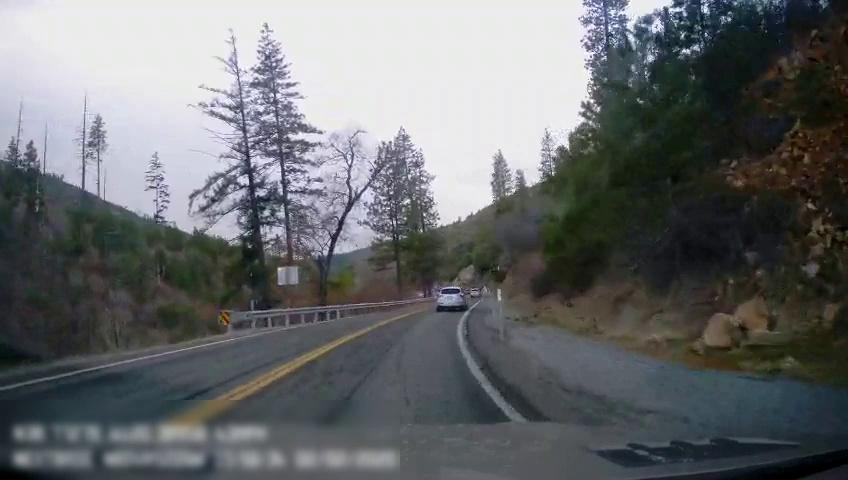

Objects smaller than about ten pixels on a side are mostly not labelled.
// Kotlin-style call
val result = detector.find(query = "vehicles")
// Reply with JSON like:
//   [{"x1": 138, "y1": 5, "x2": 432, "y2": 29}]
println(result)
[
  {"x1": 470, "y1": 287, "x2": 482, "y2": 298},
  {"x1": 436, "y1": 286, "x2": 469, "y2": 312}
]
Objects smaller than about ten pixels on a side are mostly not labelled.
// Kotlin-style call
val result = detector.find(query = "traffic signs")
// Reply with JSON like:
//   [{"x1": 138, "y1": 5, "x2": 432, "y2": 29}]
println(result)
[{"x1": 216, "y1": 311, "x2": 230, "y2": 326}]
